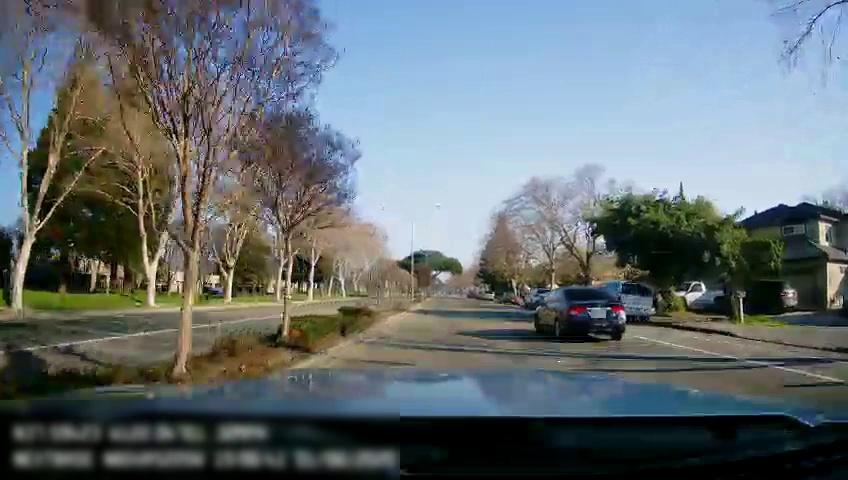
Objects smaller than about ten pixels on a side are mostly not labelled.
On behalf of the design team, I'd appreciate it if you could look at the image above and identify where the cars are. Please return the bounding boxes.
[533,285,627,342]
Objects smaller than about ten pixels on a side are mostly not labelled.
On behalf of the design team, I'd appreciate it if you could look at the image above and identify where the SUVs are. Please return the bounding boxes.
[524,288,553,311]
[598,279,657,326]
[478,289,496,302]
[735,279,798,315]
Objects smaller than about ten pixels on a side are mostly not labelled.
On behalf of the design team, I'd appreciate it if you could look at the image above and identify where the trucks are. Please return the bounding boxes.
[655,280,726,314]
